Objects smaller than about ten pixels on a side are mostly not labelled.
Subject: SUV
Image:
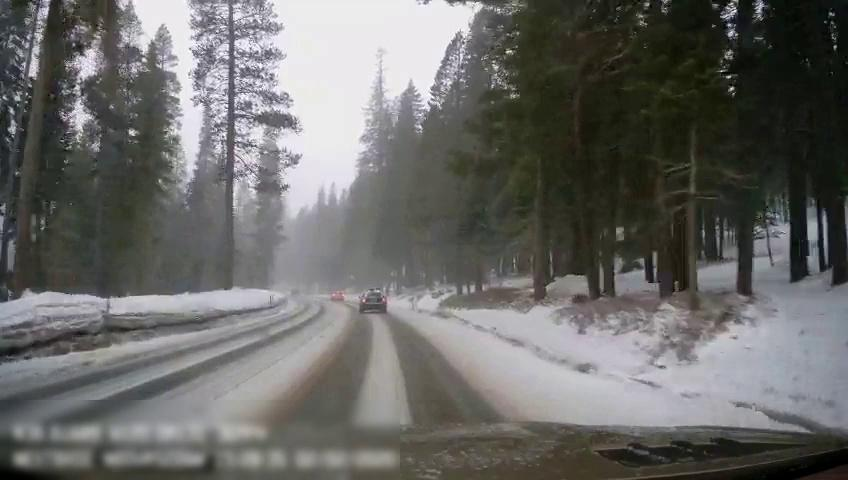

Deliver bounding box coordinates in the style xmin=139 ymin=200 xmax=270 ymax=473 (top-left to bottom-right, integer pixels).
xmin=358 ymin=287 xmax=387 ymax=315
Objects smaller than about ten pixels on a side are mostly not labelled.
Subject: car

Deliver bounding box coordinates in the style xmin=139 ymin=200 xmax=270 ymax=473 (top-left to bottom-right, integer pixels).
xmin=330 ymin=289 xmax=345 ymax=301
